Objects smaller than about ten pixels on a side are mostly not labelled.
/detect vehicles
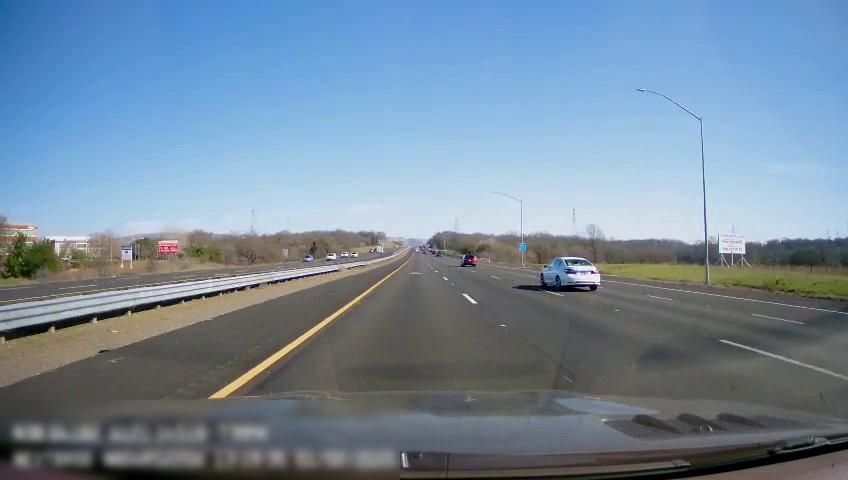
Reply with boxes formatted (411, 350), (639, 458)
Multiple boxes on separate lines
(540, 257), (601, 292)
(301, 255), (314, 263)
(350, 252), (358, 258)
(340, 251), (349, 258)
(326, 253), (337, 262)
(461, 254), (477, 267)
